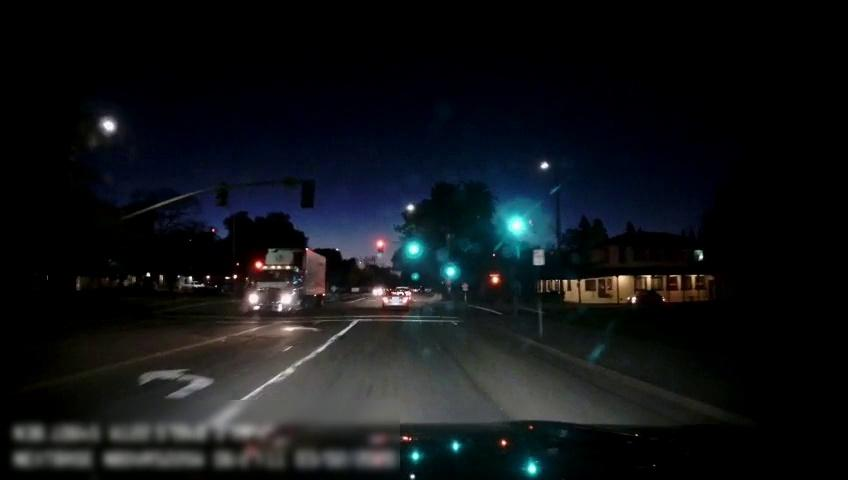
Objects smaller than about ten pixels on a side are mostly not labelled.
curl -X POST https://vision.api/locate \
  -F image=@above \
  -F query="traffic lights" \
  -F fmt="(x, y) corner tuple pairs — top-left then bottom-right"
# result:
(447, 263), (454, 278)
(377, 240), (384, 253)
(301, 181), (314, 208)
(217, 183), (227, 204)
(410, 233), (418, 250)
(511, 214), (522, 232)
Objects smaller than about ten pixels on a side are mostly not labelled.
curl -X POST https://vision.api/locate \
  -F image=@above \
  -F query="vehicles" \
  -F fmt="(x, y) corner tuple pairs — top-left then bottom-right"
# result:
(382, 288), (409, 312)
(396, 286), (412, 303)
(626, 290), (665, 306)
(247, 248), (327, 317)
(423, 286), (432, 294)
